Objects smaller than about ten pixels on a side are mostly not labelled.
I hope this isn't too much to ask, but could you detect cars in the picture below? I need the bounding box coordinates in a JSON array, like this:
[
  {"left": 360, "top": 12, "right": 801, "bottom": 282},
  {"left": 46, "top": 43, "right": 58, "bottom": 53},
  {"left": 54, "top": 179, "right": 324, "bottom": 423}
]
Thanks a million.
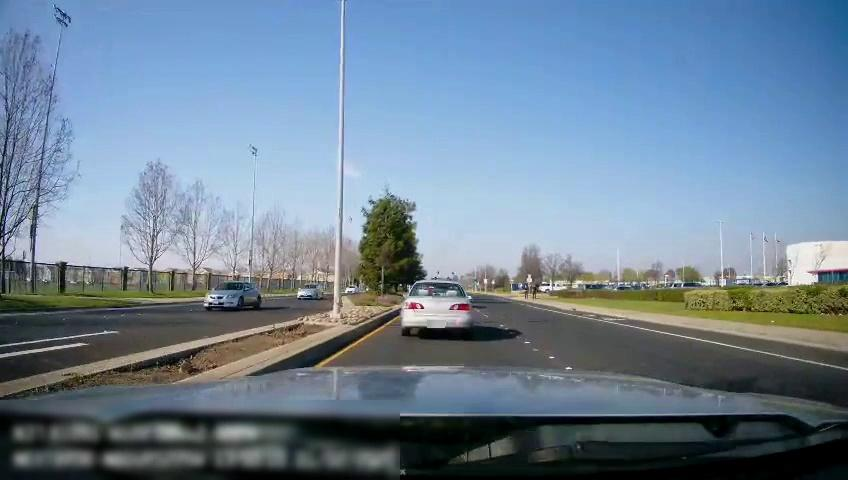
[
  {"left": 399, "top": 279, "right": 475, "bottom": 338},
  {"left": 343, "top": 286, "right": 358, "bottom": 295},
  {"left": 296, "top": 283, "right": 323, "bottom": 300},
  {"left": 202, "top": 279, "right": 263, "bottom": 312}
]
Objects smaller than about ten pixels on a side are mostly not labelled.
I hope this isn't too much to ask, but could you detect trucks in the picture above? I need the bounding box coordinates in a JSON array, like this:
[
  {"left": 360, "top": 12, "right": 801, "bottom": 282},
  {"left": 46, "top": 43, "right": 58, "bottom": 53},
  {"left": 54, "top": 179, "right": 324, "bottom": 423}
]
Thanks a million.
[{"left": 539, "top": 280, "right": 567, "bottom": 293}]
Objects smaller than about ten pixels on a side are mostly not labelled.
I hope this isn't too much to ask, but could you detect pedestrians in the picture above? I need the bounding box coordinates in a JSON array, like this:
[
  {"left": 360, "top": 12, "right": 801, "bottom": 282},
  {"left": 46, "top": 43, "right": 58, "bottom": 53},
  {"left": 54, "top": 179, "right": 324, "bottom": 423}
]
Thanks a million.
[
  {"left": 532, "top": 282, "right": 538, "bottom": 298},
  {"left": 523, "top": 282, "right": 529, "bottom": 299}
]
